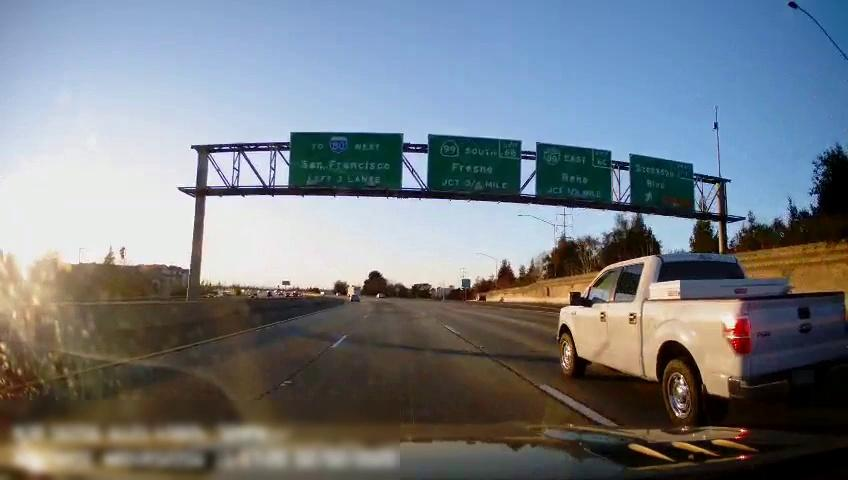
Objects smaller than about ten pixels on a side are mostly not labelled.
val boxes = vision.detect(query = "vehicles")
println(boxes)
[556,251,848,429]
[350,293,361,303]
[348,286,361,293]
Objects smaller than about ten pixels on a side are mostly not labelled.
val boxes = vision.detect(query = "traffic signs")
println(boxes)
[629,151,697,211]
[287,131,405,189]
[535,140,613,206]
[426,133,524,196]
